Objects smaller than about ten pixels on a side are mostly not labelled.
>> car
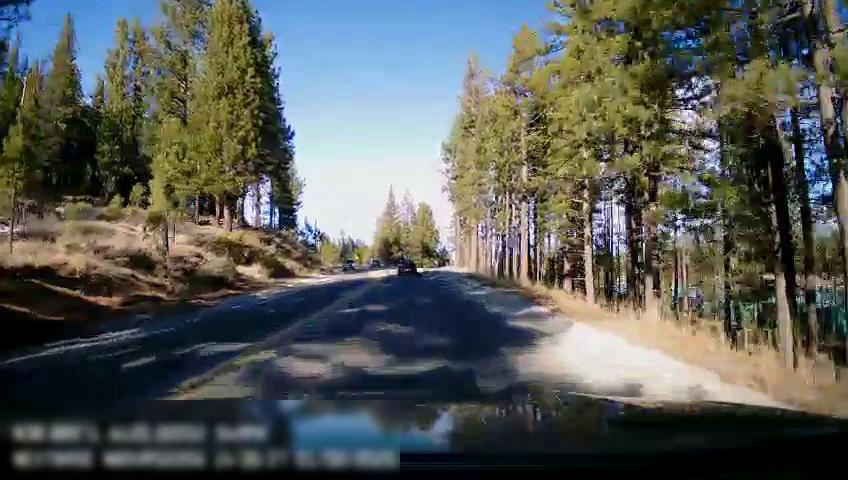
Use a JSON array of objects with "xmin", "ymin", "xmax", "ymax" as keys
[{"xmin": 397, "ymin": 259, "xmax": 417, "ymax": 276}]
